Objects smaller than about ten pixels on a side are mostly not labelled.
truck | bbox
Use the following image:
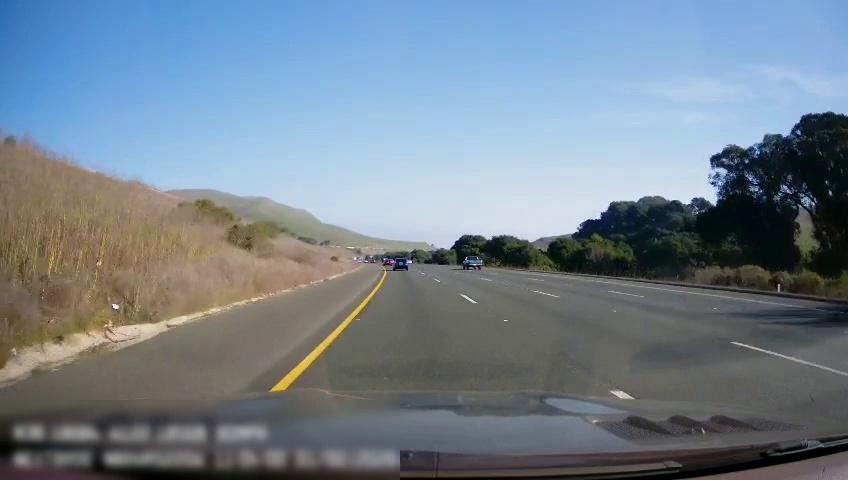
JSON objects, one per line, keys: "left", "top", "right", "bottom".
{"left": 462, "top": 256, "right": 483, "bottom": 271}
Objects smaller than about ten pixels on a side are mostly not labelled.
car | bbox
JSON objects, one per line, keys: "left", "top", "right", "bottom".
{"left": 393, "top": 258, "right": 409, "bottom": 271}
